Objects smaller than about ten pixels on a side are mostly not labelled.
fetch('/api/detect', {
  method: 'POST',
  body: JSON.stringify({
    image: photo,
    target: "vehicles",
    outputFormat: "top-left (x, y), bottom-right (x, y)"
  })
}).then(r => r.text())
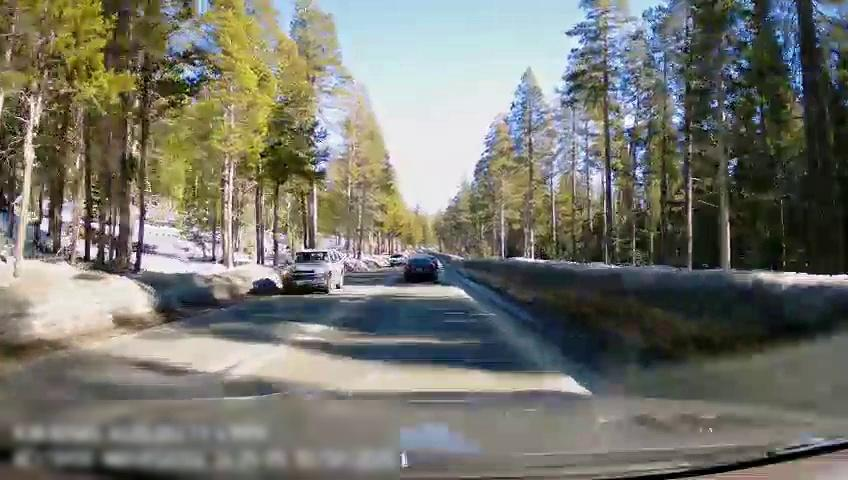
top-left (280, 249), bottom-right (344, 295)
top-left (390, 252), bottom-right (407, 267)
top-left (403, 255), bottom-right (439, 283)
